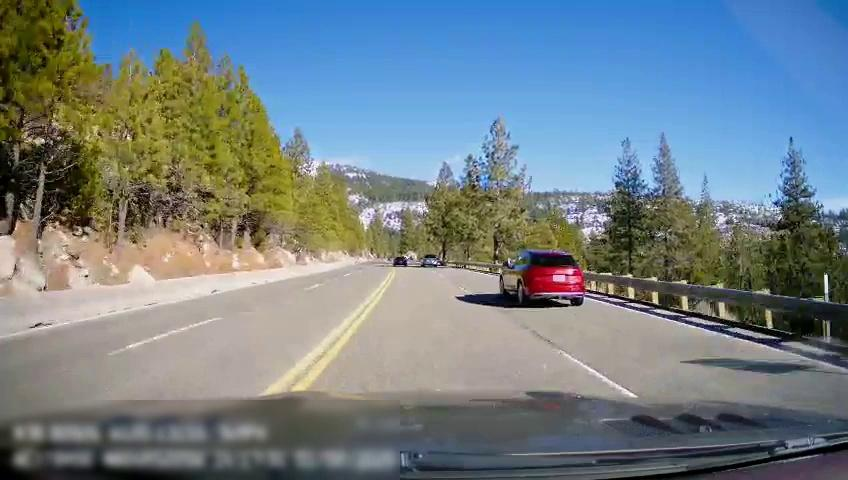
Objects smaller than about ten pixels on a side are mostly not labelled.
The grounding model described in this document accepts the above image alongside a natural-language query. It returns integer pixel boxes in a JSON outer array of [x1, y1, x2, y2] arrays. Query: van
[[419, 254, 438, 268]]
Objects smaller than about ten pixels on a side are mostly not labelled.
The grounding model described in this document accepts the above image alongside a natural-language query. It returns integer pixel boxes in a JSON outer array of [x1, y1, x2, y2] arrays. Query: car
[[392, 256, 408, 268]]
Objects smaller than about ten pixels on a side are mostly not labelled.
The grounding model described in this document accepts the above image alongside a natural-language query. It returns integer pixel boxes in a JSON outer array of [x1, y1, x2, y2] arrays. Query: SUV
[[498, 248, 587, 307]]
